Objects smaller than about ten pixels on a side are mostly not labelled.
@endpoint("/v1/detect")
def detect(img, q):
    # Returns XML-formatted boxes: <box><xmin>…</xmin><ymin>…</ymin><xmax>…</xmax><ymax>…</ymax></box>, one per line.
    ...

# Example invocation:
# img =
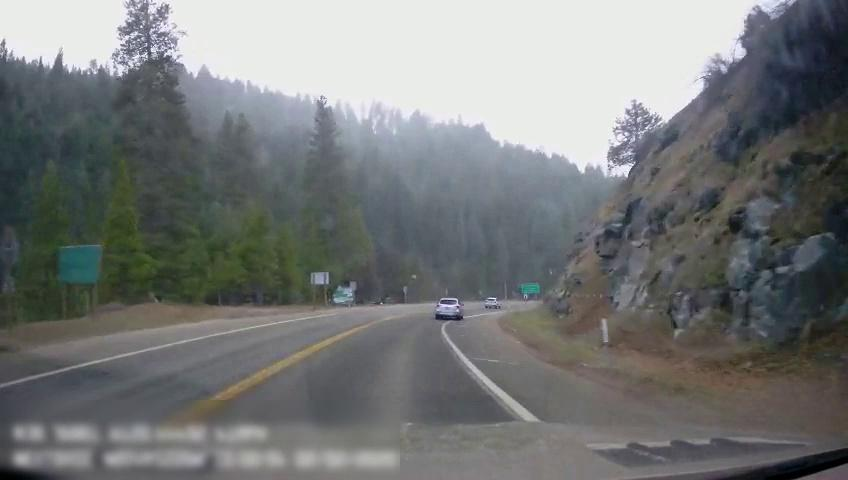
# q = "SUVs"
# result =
<box><xmin>485</xmin><ymin>297</ymin><xmax>501</xmax><ymax>309</ymax></box>
<box><xmin>435</xmin><ymin>297</ymin><xmax>465</xmax><ymax>320</ymax></box>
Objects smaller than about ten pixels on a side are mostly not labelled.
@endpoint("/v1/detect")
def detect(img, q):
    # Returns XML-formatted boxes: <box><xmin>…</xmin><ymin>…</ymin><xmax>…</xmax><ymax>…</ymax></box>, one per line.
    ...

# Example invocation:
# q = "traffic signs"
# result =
<box><xmin>521</xmin><ymin>284</ymin><xmax>540</xmax><ymax>294</ymax></box>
